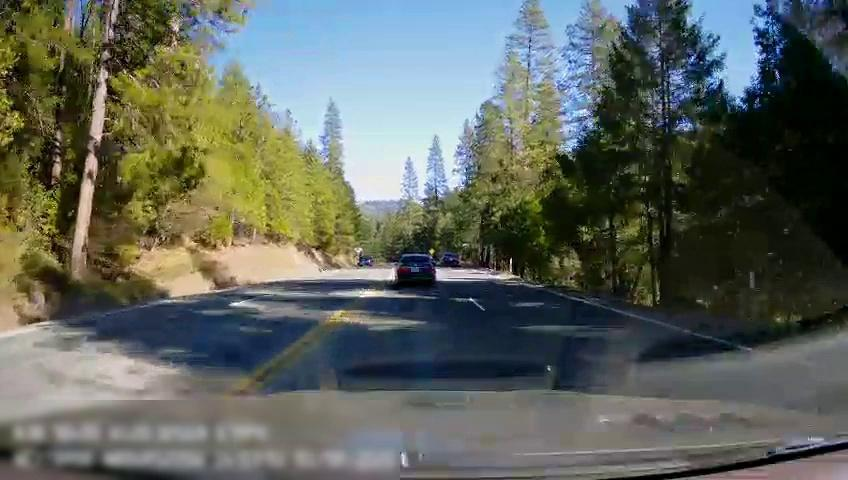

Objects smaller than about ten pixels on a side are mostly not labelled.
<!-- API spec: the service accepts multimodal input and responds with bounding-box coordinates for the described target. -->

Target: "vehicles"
[358,255,373,267]
[441,255,459,266]
[396,253,436,286]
